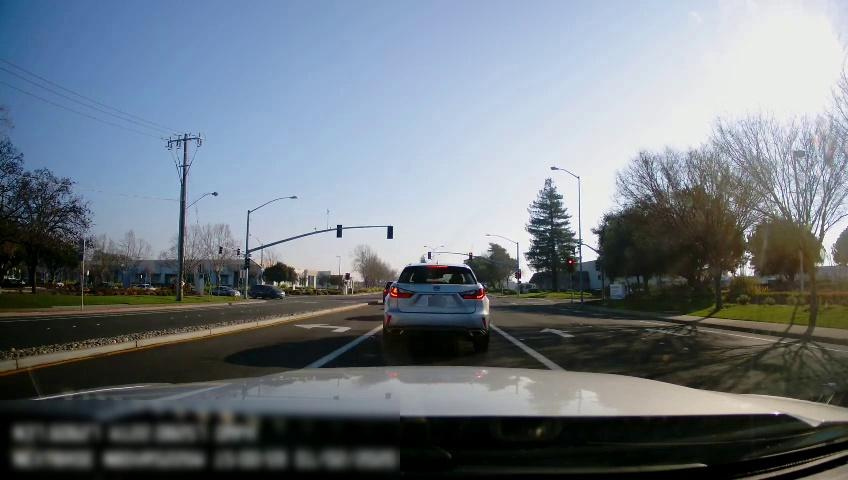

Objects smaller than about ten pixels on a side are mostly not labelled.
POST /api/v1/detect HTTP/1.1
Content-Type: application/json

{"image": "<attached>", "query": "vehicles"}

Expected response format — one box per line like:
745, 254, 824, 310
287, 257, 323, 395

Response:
382, 280, 396, 305
383, 263, 490, 351
211, 285, 241, 297
251, 285, 286, 299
